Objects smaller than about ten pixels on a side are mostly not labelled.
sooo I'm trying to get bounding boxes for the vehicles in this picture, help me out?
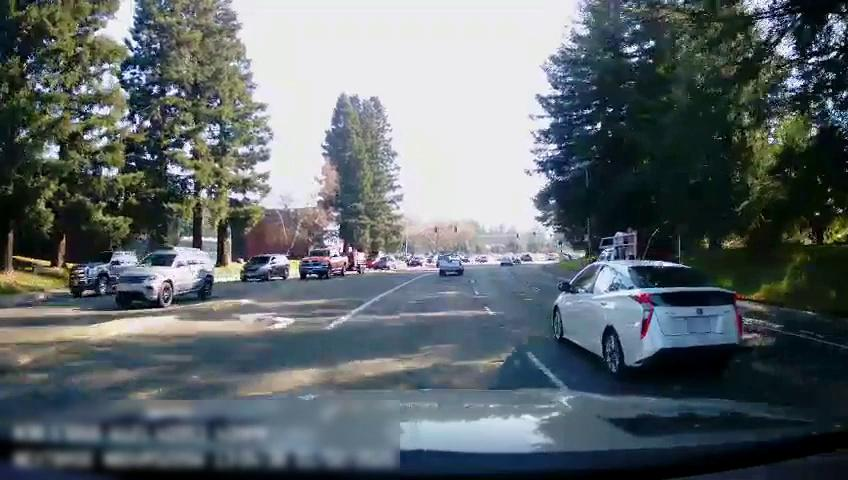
[478,255,489,263]
[114,247,217,310]
[238,254,290,282]
[501,255,513,265]
[405,255,425,268]
[336,242,368,275]
[589,225,681,263]
[372,255,392,271]
[437,253,466,276]
[67,249,138,299]
[549,257,744,377]
[298,247,350,280]
[521,253,533,263]
[512,254,522,264]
